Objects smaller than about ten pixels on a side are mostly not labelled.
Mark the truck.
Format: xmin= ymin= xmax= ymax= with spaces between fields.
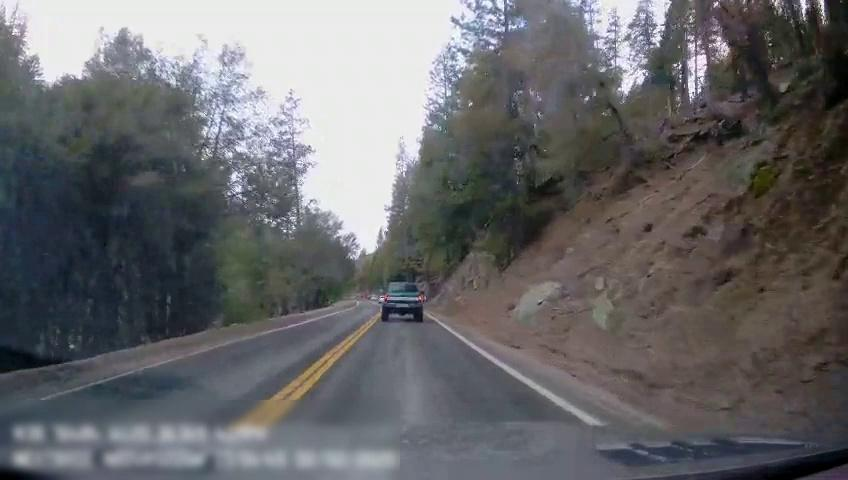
xmin=381 ymin=280 xmax=424 ymax=323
